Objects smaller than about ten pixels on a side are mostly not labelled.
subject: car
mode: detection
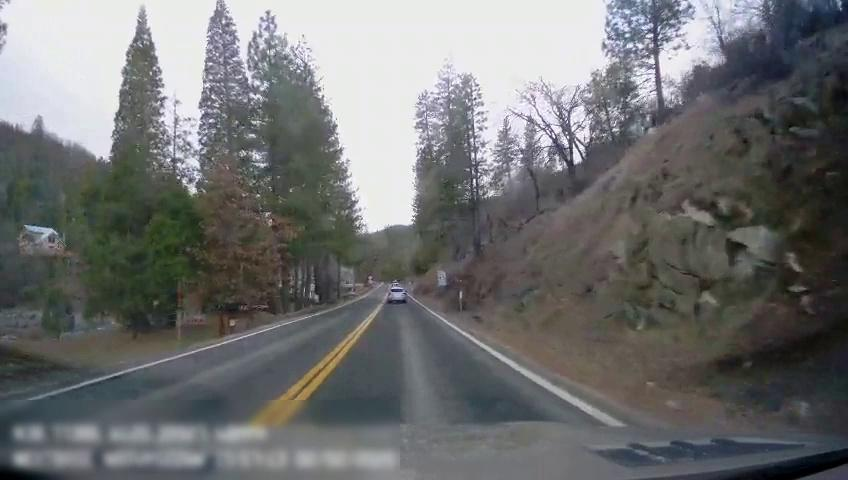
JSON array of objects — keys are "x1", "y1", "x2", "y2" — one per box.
[{"x1": 387, "y1": 287, "x2": 407, "y2": 304}]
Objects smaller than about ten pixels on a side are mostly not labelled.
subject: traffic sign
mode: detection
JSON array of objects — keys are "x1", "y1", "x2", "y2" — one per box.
[{"x1": 437, "y1": 270, "x2": 447, "y2": 287}]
